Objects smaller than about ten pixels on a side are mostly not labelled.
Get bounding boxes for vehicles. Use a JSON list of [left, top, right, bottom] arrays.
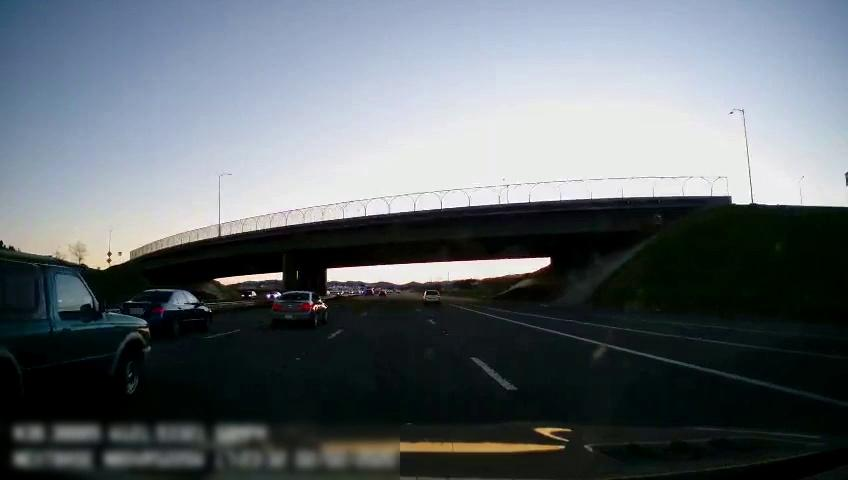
[[266, 291, 282, 300], [423, 290, 441, 304], [0, 257, 153, 440], [270, 291, 329, 330], [119, 289, 215, 341], [364, 288, 375, 296], [241, 291, 259, 301]]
